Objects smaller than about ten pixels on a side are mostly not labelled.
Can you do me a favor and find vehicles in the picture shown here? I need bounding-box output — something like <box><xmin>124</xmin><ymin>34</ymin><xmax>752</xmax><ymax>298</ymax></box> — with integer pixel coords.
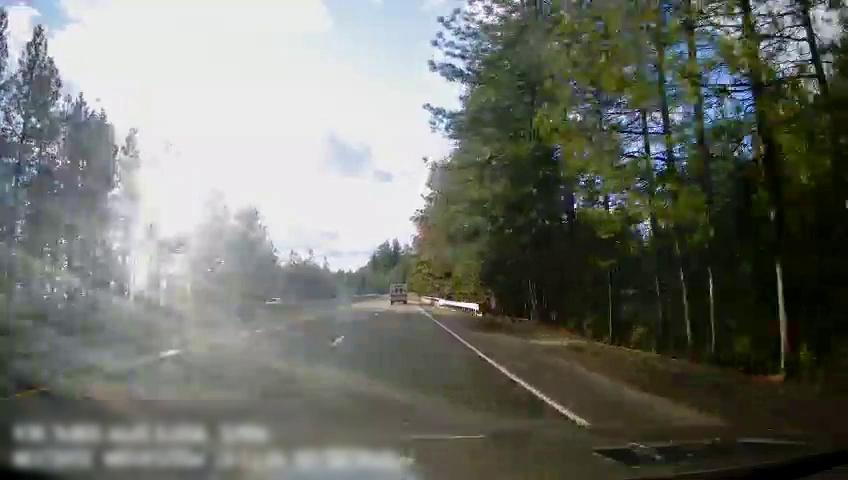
<box><xmin>389</xmin><ymin>283</ymin><xmax>409</xmax><ymax>305</ymax></box>
<box><xmin>264</xmin><ymin>296</ymin><xmax>285</xmax><ymax>305</ymax></box>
